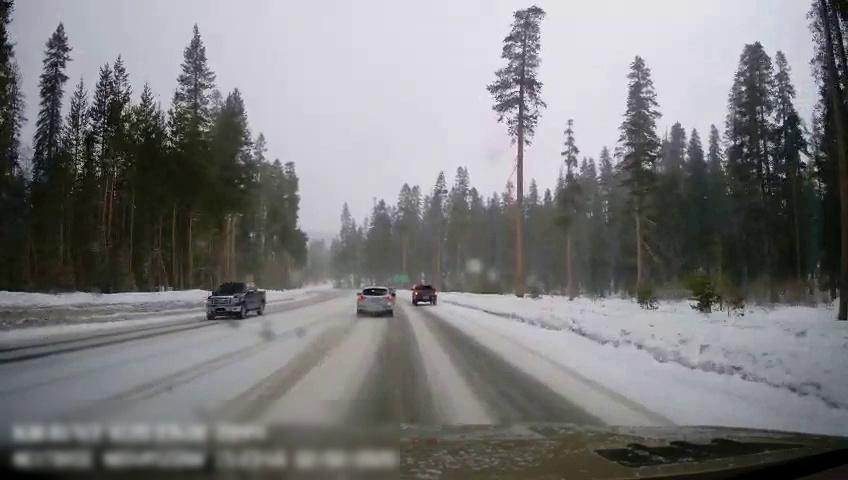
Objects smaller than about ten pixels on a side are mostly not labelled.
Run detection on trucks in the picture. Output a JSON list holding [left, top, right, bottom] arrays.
[[410, 283, 438, 306], [206, 281, 267, 320]]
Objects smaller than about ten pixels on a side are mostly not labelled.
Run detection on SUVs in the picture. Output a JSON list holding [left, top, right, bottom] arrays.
[[354, 285, 397, 317]]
